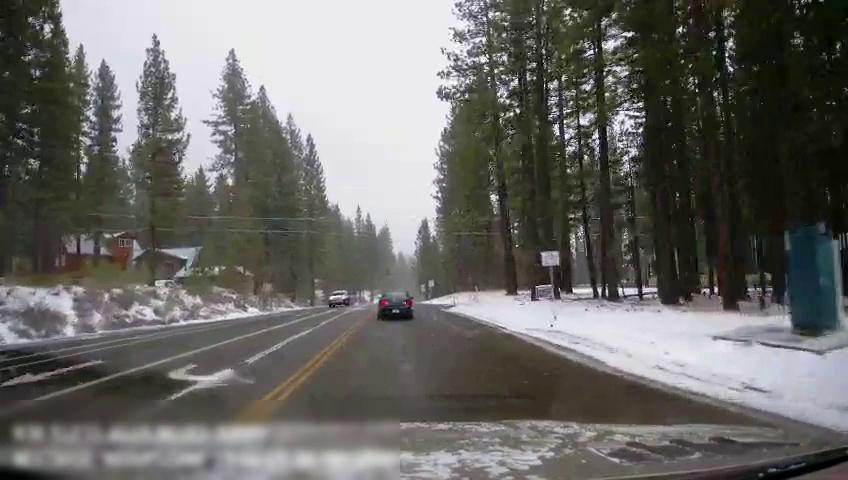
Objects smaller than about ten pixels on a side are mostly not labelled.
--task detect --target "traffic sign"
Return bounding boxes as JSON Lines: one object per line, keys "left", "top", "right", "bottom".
{"left": 541, "top": 251, "right": 560, "bottom": 267}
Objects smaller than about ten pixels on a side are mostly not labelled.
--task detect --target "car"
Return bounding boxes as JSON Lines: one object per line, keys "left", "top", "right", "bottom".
{"left": 377, "top": 292, "right": 414, "bottom": 321}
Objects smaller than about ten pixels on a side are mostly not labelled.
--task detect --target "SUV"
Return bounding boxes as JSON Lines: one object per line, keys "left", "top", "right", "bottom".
{"left": 327, "top": 289, "right": 351, "bottom": 308}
